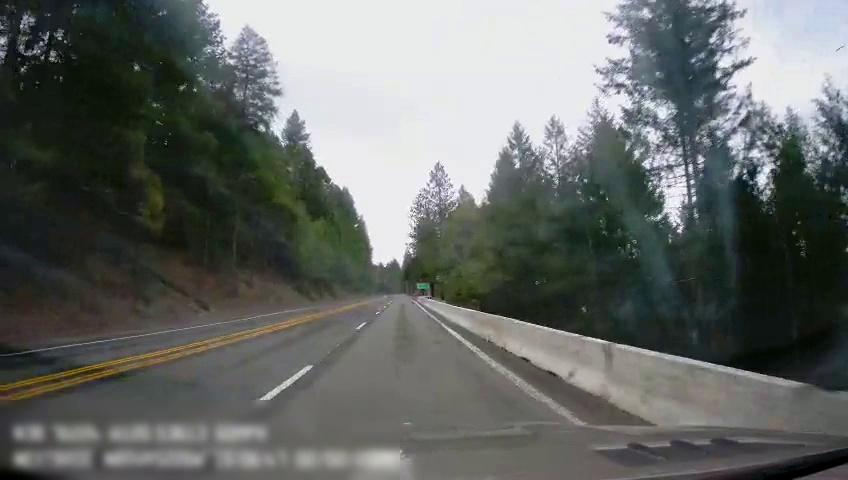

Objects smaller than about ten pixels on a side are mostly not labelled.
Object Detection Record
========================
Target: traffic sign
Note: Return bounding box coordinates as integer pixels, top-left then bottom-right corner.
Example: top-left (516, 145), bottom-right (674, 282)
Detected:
top-left (417, 282), bottom-right (430, 290)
